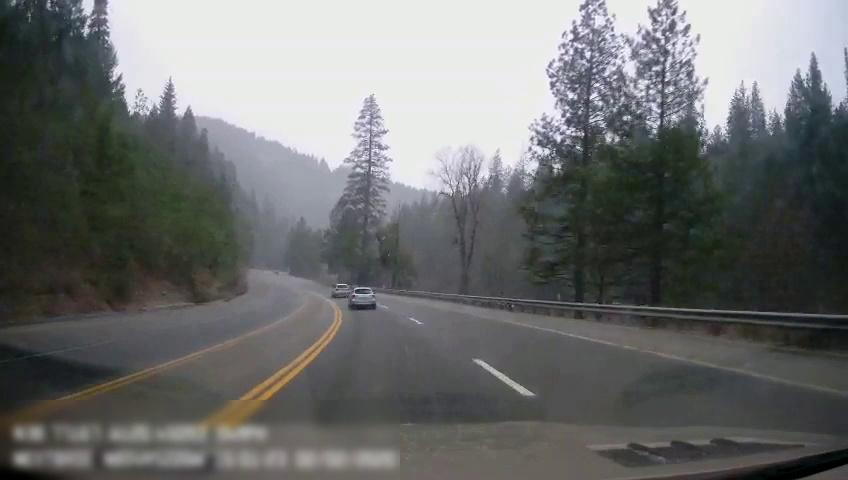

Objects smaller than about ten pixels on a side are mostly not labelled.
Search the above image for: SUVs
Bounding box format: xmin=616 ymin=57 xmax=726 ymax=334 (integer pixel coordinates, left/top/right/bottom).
xmin=331 ymin=284 xmax=350 ymax=298
xmin=348 ymin=287 xmax=376 ymax=310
